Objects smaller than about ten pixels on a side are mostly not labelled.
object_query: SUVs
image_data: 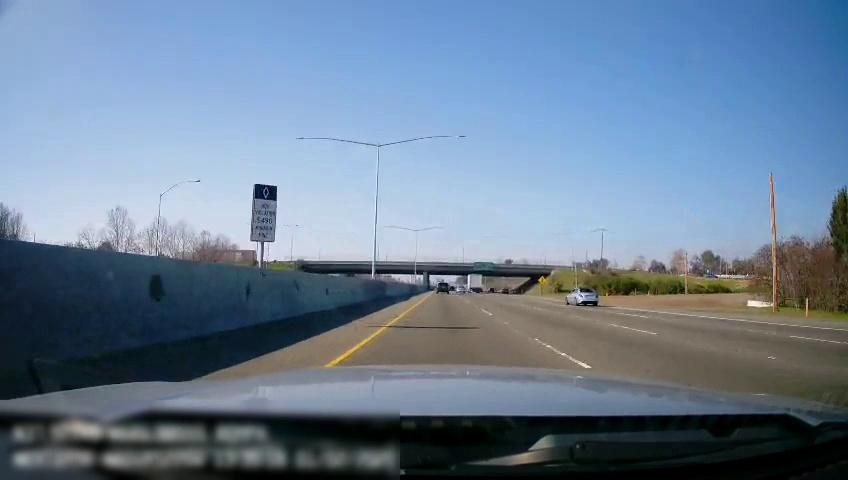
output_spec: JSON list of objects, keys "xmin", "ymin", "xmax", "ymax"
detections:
[{"xmin": 436, "ymin": 282, "xmax": 449, "ymax": 294}]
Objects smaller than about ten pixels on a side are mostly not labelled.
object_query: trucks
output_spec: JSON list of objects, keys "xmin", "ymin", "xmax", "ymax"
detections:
[{"xmin": 467, "ymin": 274, "xmax": 482, "ymax": 294}]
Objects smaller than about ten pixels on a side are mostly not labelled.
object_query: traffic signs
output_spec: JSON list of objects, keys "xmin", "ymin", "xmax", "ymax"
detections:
[
  {"xmin": 473, "ymin": 263, "xmax": 496, "ymax": 272},
  {"xmin": 250, "ymin": 183, "xmax": 278, "ymax": 243}
]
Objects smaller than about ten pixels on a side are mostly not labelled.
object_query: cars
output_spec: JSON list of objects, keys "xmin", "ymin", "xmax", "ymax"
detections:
[
  {"xmin": 456, "ymin": 285, "xmax": 466, "ymax": 293},
  {"xmin": 566, "ymin": 288, "xmax": 598, "ymax": 306}
]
